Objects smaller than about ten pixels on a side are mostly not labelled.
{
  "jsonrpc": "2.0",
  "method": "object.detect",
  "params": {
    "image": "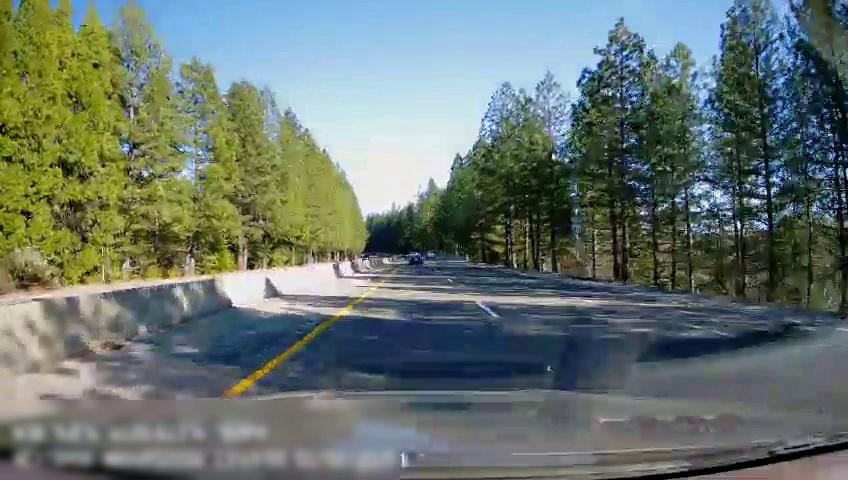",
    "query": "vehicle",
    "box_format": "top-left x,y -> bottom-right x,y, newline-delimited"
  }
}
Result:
408,255 -> 421,266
